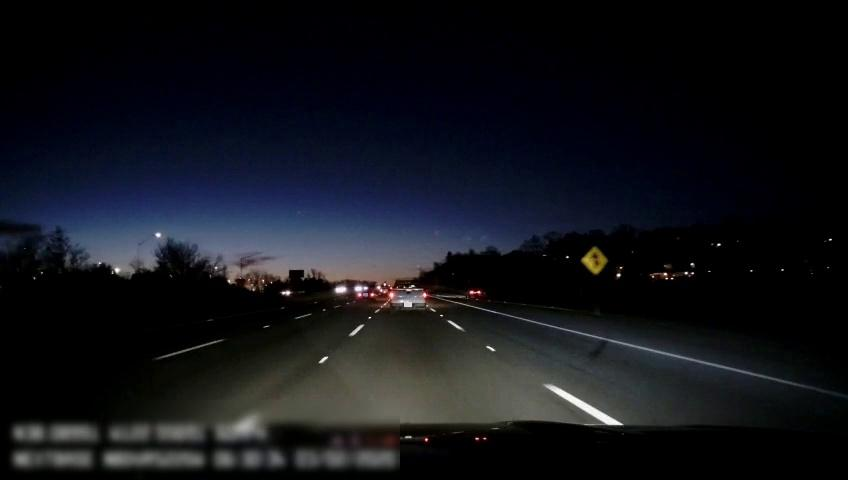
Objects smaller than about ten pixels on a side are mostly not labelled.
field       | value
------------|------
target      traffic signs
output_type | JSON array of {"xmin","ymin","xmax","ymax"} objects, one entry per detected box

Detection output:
[{"xmin": 579, "ymin": 245, "xmax": 609, "ymax": 277}]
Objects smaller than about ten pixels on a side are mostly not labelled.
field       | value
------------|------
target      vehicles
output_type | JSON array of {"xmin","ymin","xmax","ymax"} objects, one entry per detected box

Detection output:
[
  {"xmin": 464, "ymin": 289, "xmax": 483, "ymax": 301},
  {"xmin": 388, "ymin": 284, "xmax": 429, "ymax": 314},
  {"xmin": 354, "ymin": 289, "xmax": 378, "ymax": 303}
]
